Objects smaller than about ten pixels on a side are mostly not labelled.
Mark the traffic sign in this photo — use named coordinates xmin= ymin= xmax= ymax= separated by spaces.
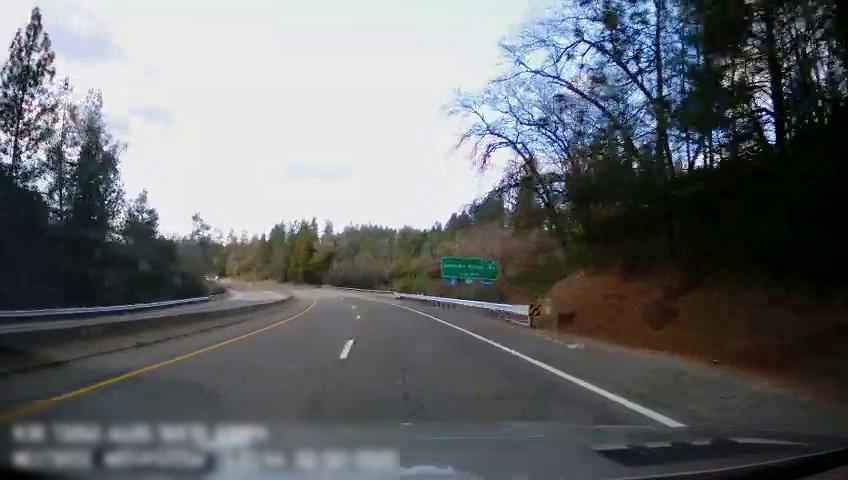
xmin=440 ymin=256 xmax=498 ymax=281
